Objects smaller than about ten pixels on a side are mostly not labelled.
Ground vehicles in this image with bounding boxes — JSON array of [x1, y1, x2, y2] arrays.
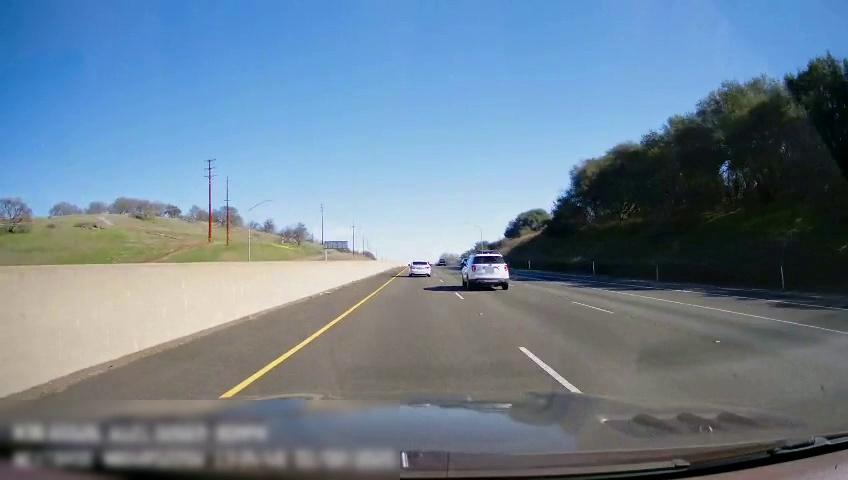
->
[[408, 261, 432, 277], [456, 255, 476, 271], [459, 251, 510, 291], [435, 258, 448, 267]]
